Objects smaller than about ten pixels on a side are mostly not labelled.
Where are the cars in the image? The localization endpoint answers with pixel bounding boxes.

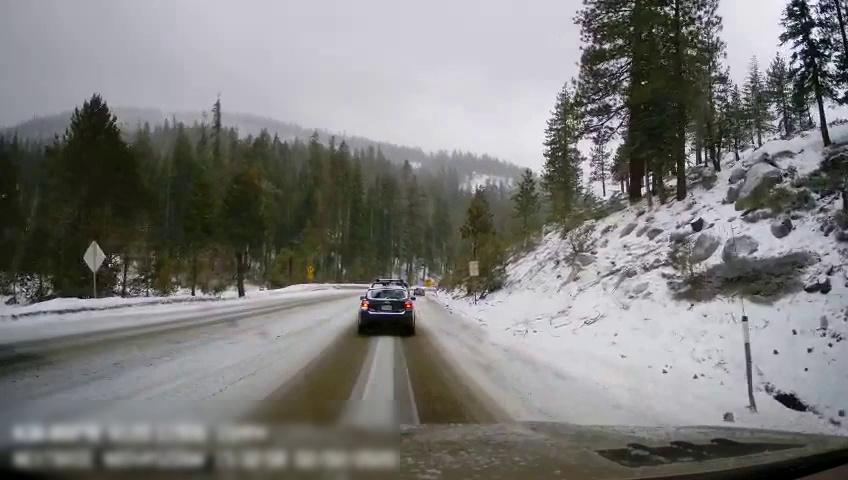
[358,278,417,338]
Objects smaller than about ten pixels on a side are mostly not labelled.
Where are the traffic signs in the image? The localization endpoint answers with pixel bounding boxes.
[469,261,480,277]
[82,240,106,272]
